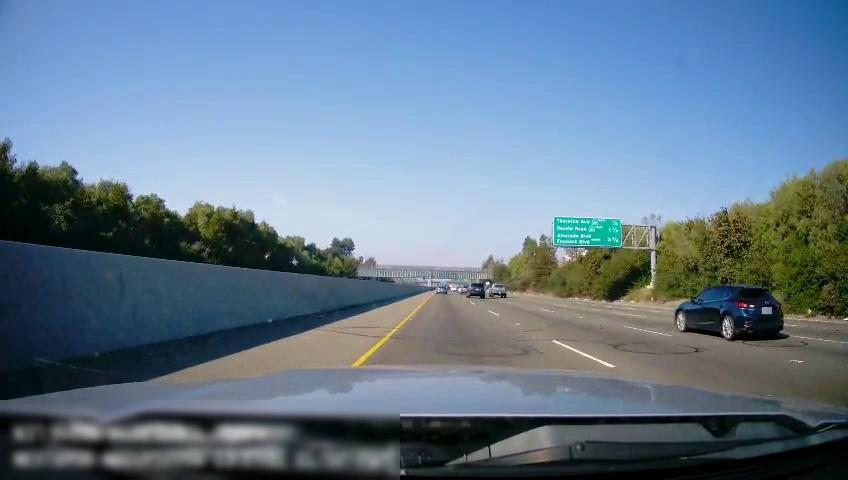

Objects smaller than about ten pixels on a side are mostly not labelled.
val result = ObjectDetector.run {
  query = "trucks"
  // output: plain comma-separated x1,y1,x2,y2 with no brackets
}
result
488,283,507,298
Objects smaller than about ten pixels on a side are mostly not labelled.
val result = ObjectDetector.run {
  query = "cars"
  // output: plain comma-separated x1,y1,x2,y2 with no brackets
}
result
673,286,786,341
436,285,448,295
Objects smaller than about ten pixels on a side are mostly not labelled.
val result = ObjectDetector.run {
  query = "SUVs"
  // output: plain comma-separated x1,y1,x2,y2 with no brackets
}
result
466,283,485,299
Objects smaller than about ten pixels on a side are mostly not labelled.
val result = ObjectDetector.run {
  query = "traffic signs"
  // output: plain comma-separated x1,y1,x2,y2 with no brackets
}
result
553,216,623,247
